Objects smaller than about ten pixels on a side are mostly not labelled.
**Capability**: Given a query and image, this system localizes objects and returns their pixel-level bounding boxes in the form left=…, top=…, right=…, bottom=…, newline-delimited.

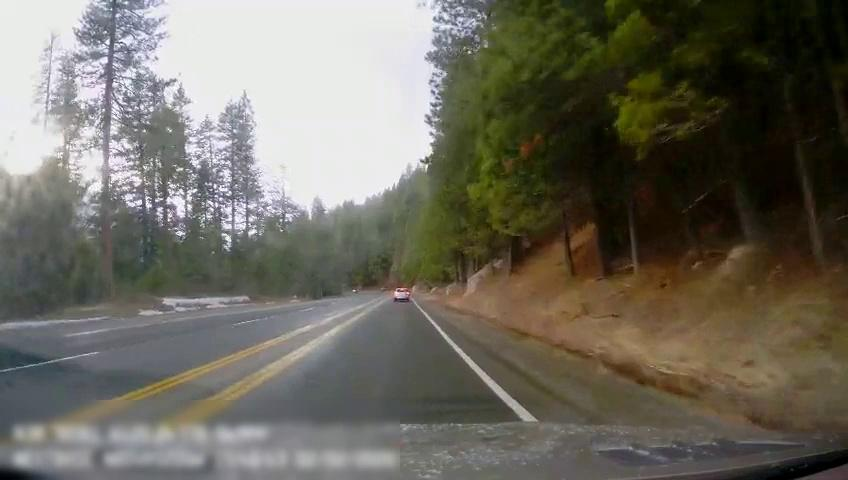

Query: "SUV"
left=393, top=287, right=411, bottom=302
